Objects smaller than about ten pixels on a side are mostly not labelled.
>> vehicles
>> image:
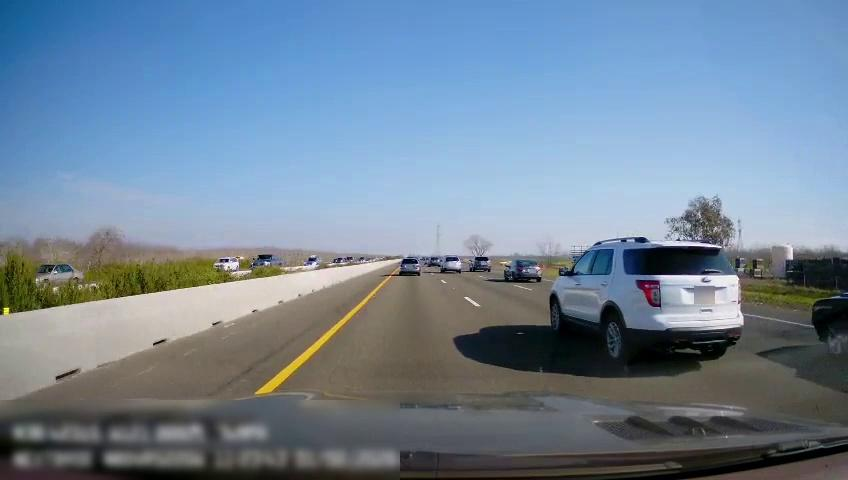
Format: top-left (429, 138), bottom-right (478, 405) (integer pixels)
top-left (212, 257), bottom-right (241, 272)
top-left (302, 256), bottom-right (323, 267)
top-left (810, 292), bottom-right (848, 359)
top-left (250, 253), bottom-right (284, 271)
top-left (504, 259), bottom-right (544, 283)
top-left (34, 263), bottom-right (84, 288)
top-left (547, 235), bottom-right (745, 366)
top-left (399, 258), bottom-right (422, 277)
top-left (468, 255), bottom-right (491, 272)
top-left (428, 256), bottom-right (441, 267)
top-left (440, 256), bottom-right (463, 274)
